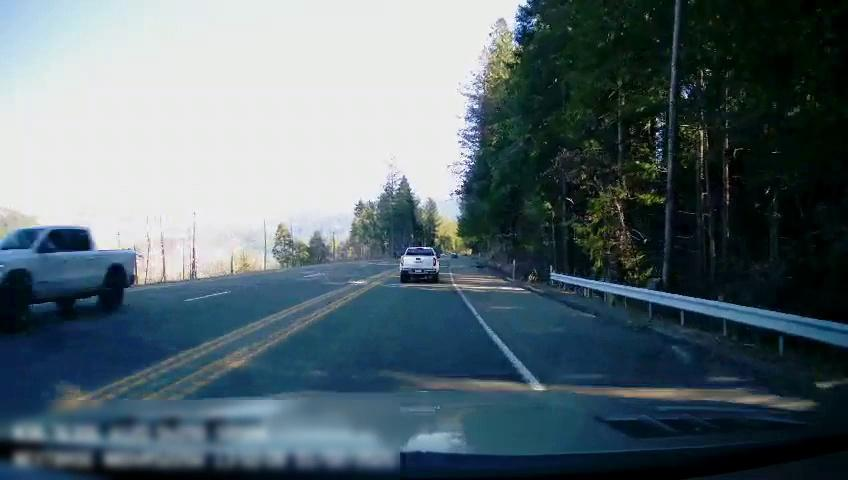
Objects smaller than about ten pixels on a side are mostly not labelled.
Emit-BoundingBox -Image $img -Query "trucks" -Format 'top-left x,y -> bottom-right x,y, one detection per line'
399,245 -> 442,284
0,224 -> 138,323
